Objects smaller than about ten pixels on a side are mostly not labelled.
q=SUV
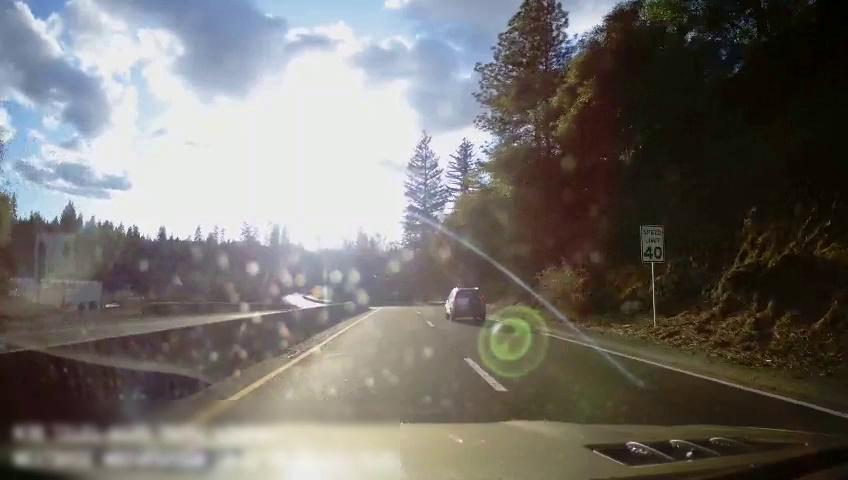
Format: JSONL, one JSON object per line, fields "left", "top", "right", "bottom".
{"left": 444, "top": 286, "right": 487, "bottom": 323}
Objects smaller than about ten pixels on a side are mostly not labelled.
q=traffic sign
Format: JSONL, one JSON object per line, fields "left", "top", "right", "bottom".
{"left": 640, "top": 225, "right": 666, "bottom": 265}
